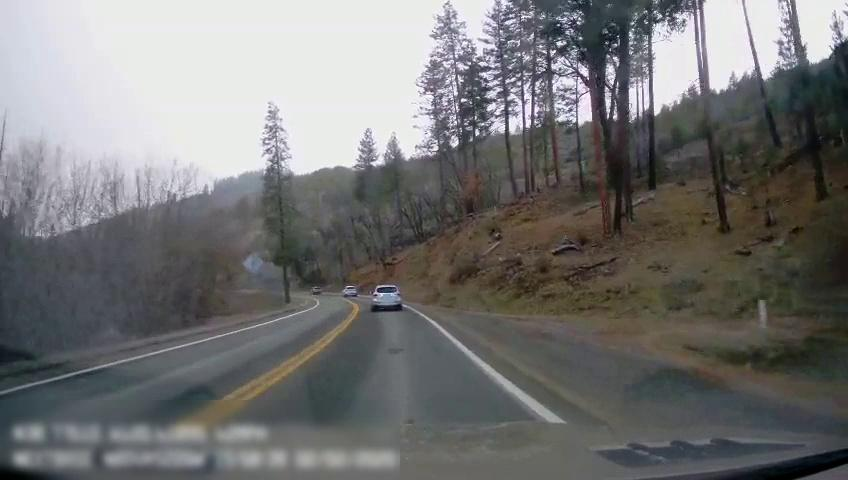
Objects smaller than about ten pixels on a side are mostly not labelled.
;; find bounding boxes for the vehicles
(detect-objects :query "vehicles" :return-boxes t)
[343,285,358,298]
[371,284,402,311]
[311,285,322,295]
